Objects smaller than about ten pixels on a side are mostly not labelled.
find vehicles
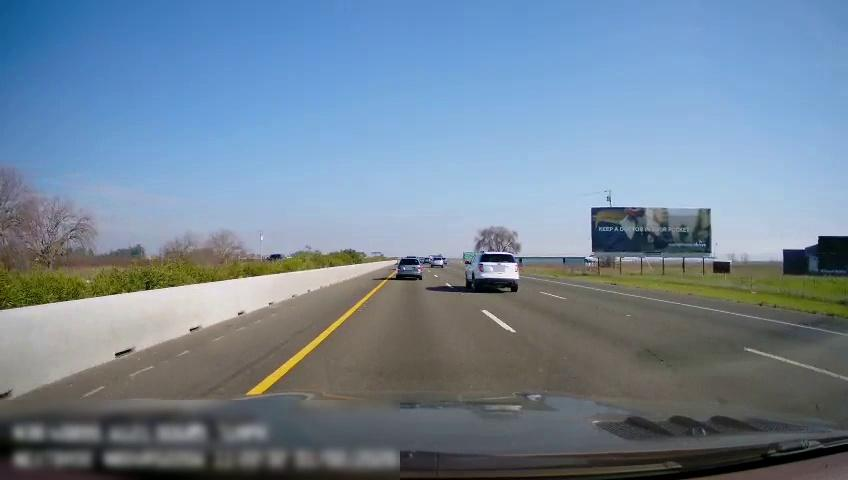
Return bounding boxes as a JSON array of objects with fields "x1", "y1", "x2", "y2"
[
  {"x1": 264, "y1": 253, "x2": 287, "y2": 261},
  {"x1": 464, "y1": 252, "x2": 520, "y2": 294},
  {"x1": 395, "y1": 257, "x2": 423, "y2": 280},
  {"x1": 430, "y1": 255, "x2": 445, "y2": 267}
]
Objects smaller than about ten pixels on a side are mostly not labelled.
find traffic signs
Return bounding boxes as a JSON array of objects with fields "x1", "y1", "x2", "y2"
[{"x1": 463, "y1": 252, "x2": 474, "y2": 261}]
